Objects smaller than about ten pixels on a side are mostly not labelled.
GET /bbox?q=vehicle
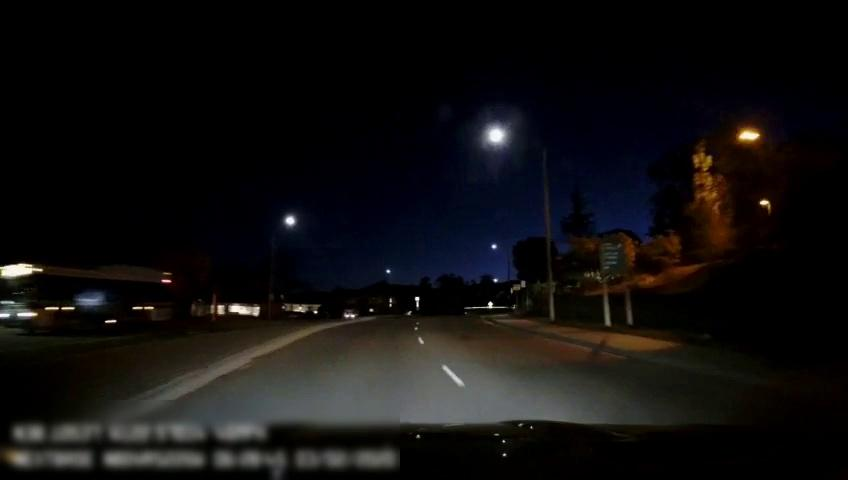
[343,308,359,320]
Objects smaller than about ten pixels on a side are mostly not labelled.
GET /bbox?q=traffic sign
[601,242,624,273]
